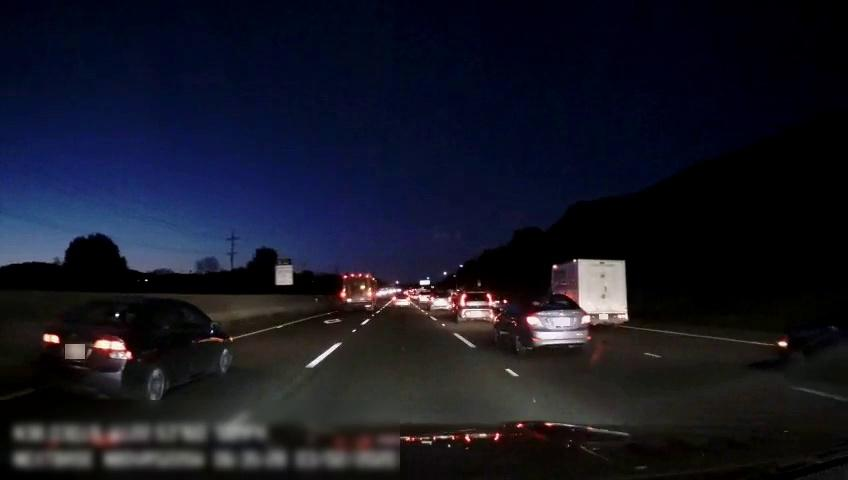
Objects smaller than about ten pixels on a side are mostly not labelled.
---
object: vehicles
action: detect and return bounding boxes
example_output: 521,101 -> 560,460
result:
455,291 -> 495,322
39,298 -> 236,411
338,273 -> 380,316
550,259 -> 629,326
775,317 -> 848,372
431,293 -> 452,311
391,288 -> 410,304
496,293 -> 593,355
418,291 -> 435,305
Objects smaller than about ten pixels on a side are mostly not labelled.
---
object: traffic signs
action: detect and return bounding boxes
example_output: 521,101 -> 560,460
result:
276,265 -> 294,286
